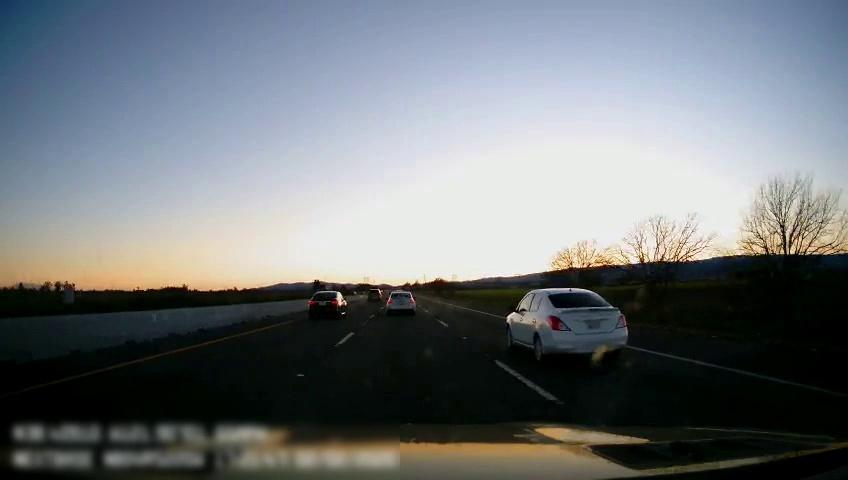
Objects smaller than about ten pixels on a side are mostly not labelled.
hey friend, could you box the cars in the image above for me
[386,290,417,315]
[308,290,348,320]
[504,287,628,366]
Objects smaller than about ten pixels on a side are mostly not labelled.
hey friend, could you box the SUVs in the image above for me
[367,289,384,303]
